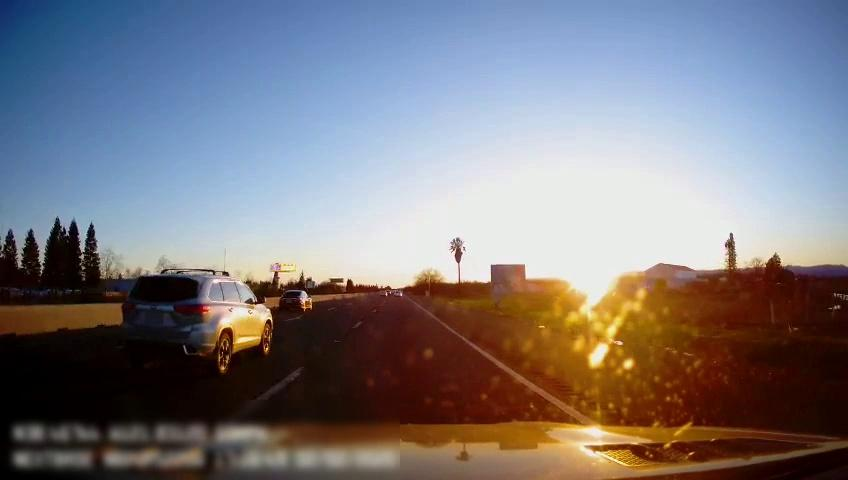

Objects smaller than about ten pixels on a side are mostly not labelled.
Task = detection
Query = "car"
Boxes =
[279,290,312,315]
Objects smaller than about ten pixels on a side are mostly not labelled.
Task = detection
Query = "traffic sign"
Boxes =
[491,263,526,285]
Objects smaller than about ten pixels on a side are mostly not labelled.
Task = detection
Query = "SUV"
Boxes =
[120,268,274,379]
